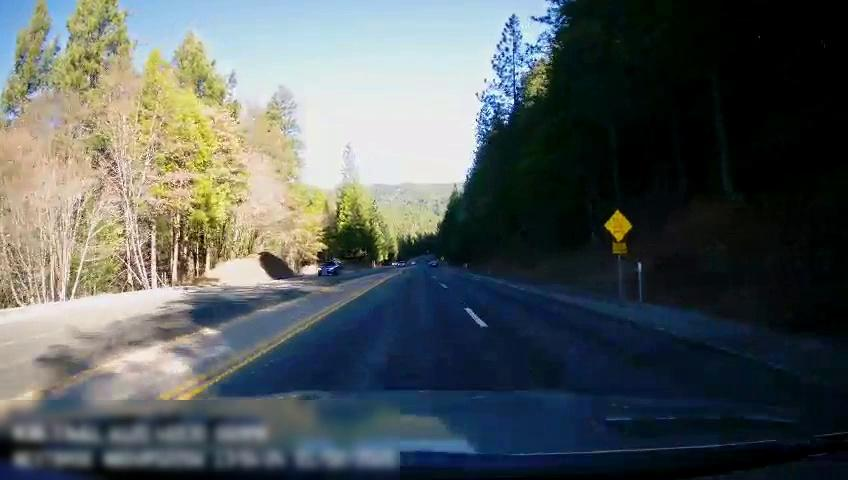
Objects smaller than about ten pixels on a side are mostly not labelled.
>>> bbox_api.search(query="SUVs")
[317,261,337,276]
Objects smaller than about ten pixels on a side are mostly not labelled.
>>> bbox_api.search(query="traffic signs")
[602,208,634,241]
[611,241,629,256]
